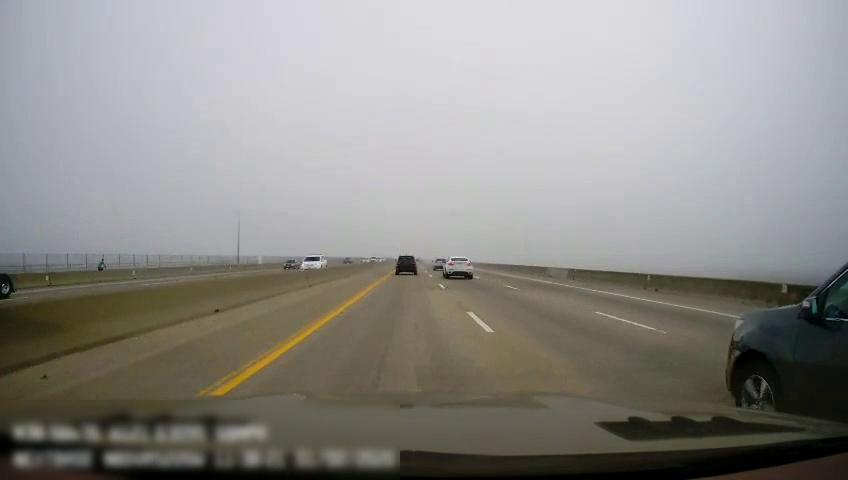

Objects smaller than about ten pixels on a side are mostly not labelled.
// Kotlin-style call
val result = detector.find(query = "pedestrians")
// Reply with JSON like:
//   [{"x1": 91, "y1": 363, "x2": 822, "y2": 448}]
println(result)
[{"x1": 97, "y1": 257, "x2": 107, "y2": 272}]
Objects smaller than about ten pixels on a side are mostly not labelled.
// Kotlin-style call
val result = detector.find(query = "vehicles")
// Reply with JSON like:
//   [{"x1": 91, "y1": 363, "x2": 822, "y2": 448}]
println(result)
[
  {"x1": 300, "y1": 254, "x2": 328, "y2": 271},
  {"x1": 432, "y1": 257, "x2": 449, "y2": 271},
  {"x1": 722, "y1": 258, "x2": 848, "y2": 426},
  {"x1": 0, "y1": 273, "x2": 16, "y2": 300},
  {"x1": 443, "y1": 256, "x2": 474, "y2": 280},
  {"x1": 283, "y1": 259, "x2": 301, "y2": 270},
  {"x1": 394, "y1": 255, "x2": 419, "y2": 276}
]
